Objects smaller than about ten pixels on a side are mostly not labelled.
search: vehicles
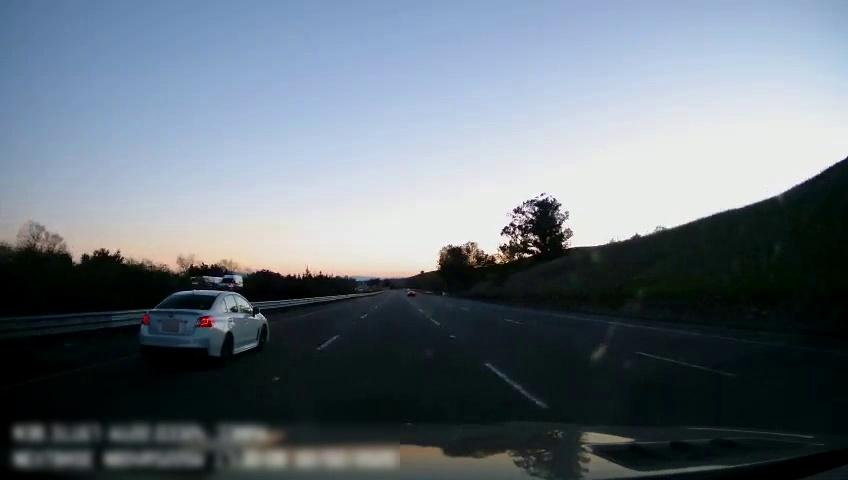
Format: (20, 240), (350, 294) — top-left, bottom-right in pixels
(139, 289), (268, 369)
(217, 274), (244, 291)
(190, 277), (223, 291)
